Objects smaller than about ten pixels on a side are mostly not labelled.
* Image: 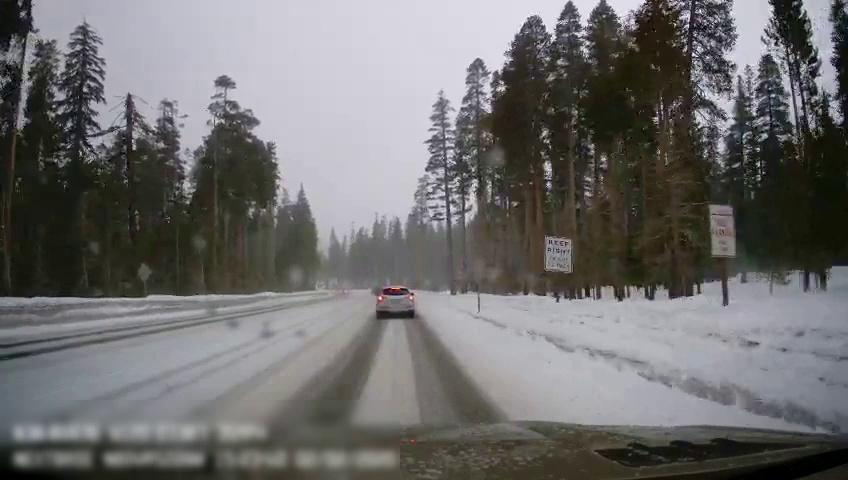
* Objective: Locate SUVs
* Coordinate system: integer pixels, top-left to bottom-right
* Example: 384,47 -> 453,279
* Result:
376,286 -> 415,319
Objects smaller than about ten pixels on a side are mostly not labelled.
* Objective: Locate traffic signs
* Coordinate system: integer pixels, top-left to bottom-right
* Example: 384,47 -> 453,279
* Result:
543,235 -> 573,274
136,262 -> 152,282
708,204 -> 737,259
